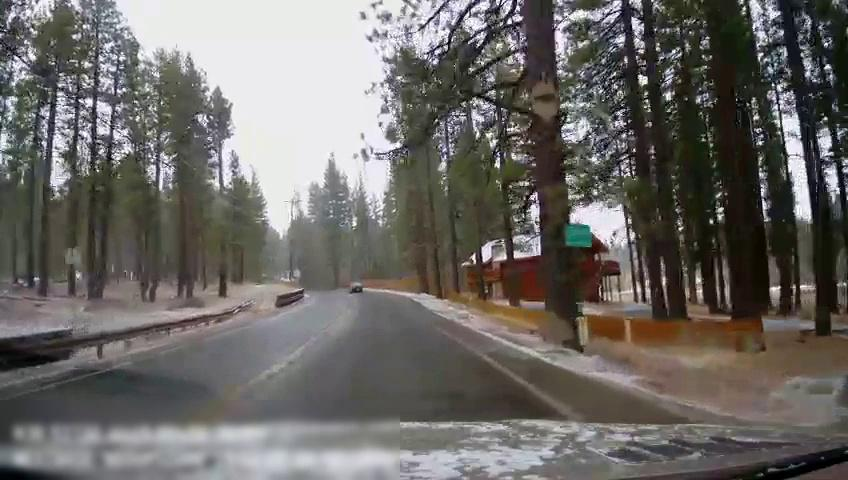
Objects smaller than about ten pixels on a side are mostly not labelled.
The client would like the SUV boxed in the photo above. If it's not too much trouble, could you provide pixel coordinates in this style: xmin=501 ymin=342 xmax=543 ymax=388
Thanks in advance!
xmin=349 ymin=284 xmax=365 ymax=295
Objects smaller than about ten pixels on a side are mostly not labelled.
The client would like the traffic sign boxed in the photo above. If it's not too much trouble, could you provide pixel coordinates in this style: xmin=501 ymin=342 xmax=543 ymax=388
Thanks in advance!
xmin=564 ymin=223 xmax=593 ymax=248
